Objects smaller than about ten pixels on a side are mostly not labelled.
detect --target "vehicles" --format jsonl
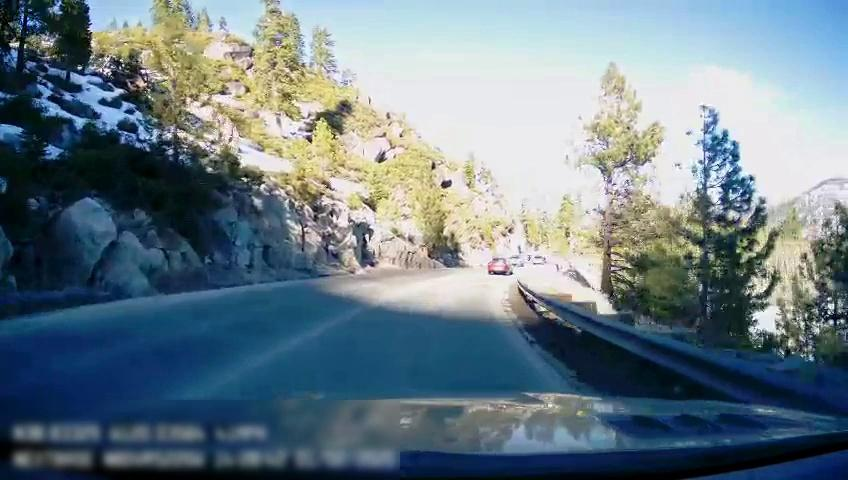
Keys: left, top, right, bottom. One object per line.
{"left": 481, "top": 256, "right": 506, "bottom": 275}
{"left": 507, "top": 254, "right": 525, "bottom": 267}
{"left": 532, "top": 255, "right": 546, "bottom": 265}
